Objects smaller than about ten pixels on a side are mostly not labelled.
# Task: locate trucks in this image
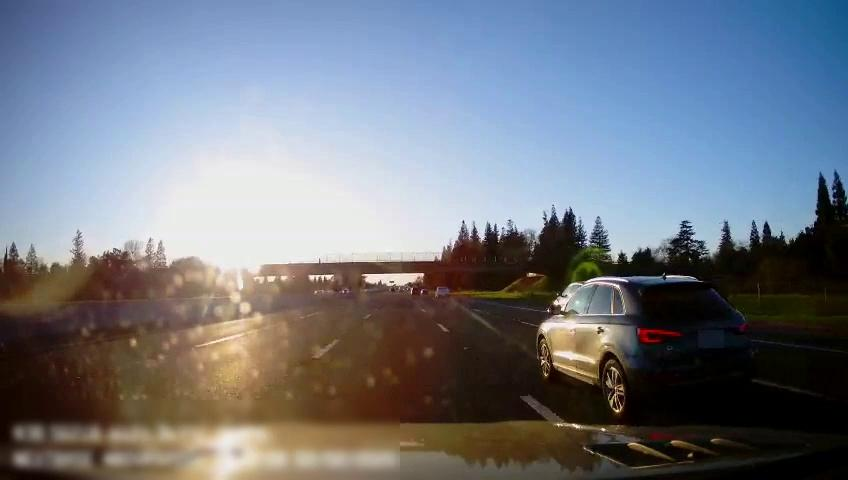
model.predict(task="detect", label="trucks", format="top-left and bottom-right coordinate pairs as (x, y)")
top-left (434, 286), bottom-right (450, 299)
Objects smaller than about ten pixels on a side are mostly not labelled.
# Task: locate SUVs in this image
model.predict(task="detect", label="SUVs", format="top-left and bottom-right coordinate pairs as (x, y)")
top-left (551, 281), bottom-right (597, 315)
top-left (533, 271), bottom-right (759, 422)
